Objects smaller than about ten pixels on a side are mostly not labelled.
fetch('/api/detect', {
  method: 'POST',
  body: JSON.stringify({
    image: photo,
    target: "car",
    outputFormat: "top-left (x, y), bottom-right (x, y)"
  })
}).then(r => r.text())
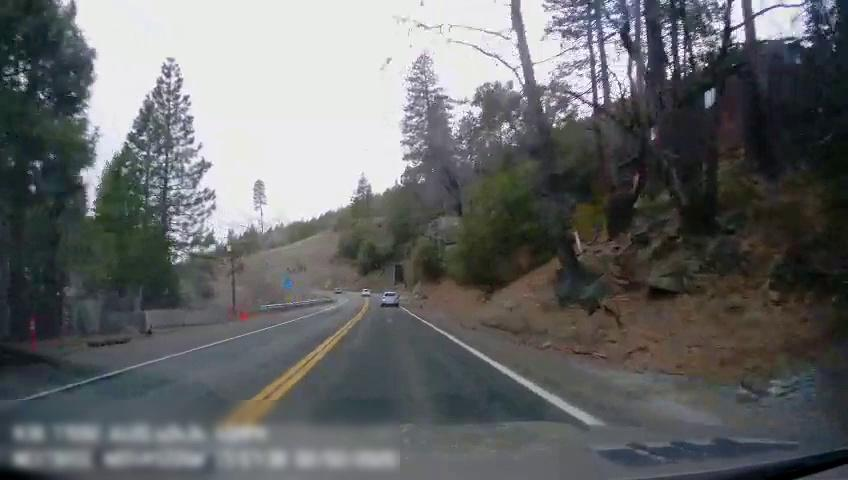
top-left (381, 292), bottom-right (399, 308)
